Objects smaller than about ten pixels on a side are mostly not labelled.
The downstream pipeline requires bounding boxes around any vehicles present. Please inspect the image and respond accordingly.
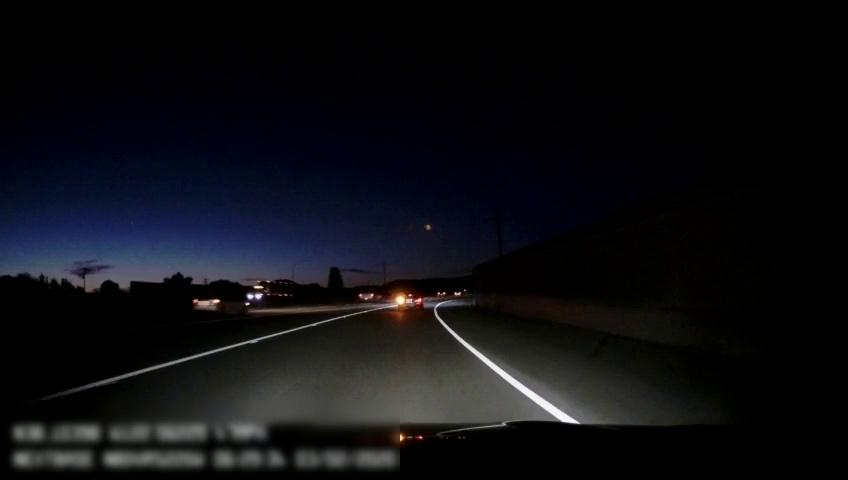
[357,291,380,305]
[397,290,424,312]
[190,285,250,318]
[245,287,297,301]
